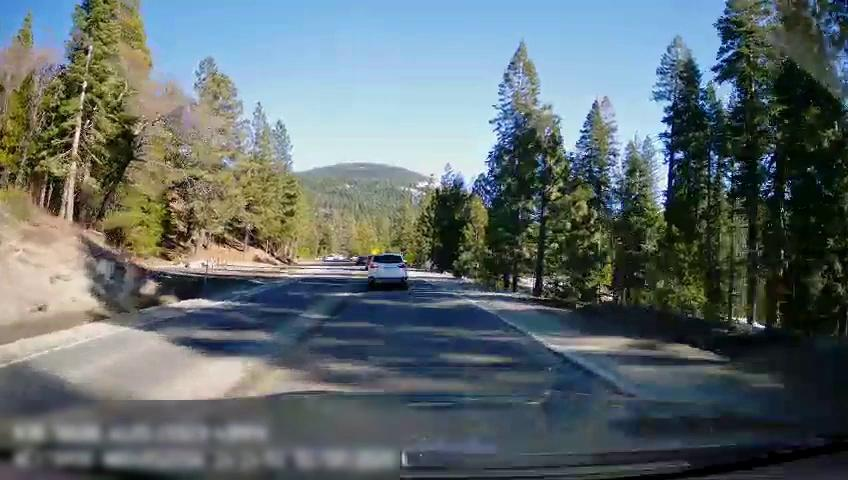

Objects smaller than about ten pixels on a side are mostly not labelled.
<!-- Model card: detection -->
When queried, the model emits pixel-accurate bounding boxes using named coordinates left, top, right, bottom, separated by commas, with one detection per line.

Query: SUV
left=366, top=252, right=408, bottom=290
